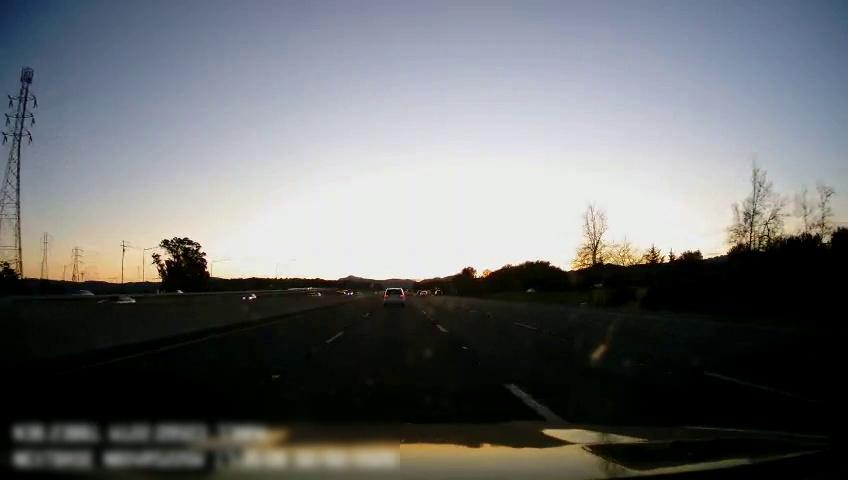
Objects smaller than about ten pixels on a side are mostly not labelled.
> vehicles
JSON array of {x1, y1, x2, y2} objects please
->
[
  {"x1": 383, "y1": 287, "x2": 406, "y2": 309},
  {"x1": 170, "y1": 289, "x2": 183, "y2": 294},
  {"x1": 242, "y1": 293, "x2": 257, "y2": 301},
  {"x1": 71, "y1": 289, "x2": 95, "y2": 296},
  {"x1": 97, "y1": 294, "x2": 136, "y2": 304}
]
